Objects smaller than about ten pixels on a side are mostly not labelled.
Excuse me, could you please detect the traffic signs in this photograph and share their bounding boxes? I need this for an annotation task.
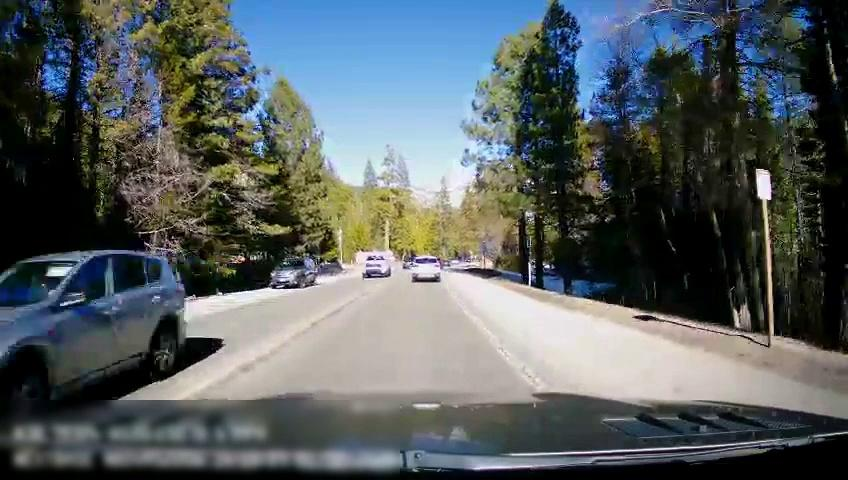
[755,168,772,201]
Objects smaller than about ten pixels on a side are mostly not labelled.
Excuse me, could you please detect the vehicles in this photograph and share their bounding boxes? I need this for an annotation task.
[360,255,393,279]
[0,249,187,421]
[409,255,441,283]
[401,255,418,271]
[270,255,318,290]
